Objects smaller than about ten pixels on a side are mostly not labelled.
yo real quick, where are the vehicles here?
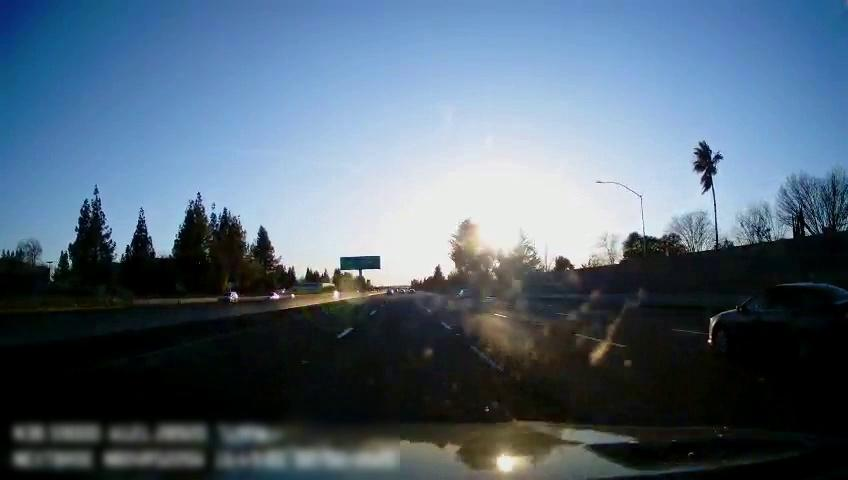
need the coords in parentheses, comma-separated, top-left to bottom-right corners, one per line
(217, 293, 239, 305)
(458, 289, 473, 300)
(263, 292, 281, 301)
(707, 282, 848, 374)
